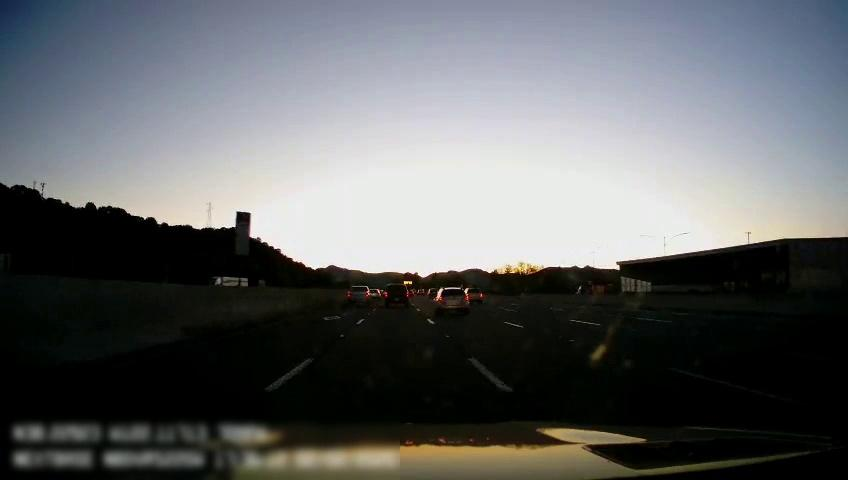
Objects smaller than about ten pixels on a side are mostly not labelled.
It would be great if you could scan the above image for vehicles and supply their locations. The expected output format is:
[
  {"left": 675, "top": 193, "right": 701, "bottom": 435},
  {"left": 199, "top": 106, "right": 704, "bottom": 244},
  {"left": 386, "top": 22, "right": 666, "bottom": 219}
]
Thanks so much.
[
  {"left": 427, "top": 287, "right": 438, "bottom": 296},
  {"left": 347, "top": 285, "right": 371, "bottom": 307},
  {"left": 208, "top": 276, "right": 249, "bottom": 287},
  {"left": 385, "top": 282, "right": 410, "bottom": 307},
  {"left": 432, "top": 287, "right": 468, "bottom": 316},
  {"left": 463, "top": 287, "right": 484, "bottom": 305},
  {"left": 373, "top": 288, "right": 385, "bottom": 301},
  {"left": 574, "top": 284, "right": 604, "bottom": 295}
]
